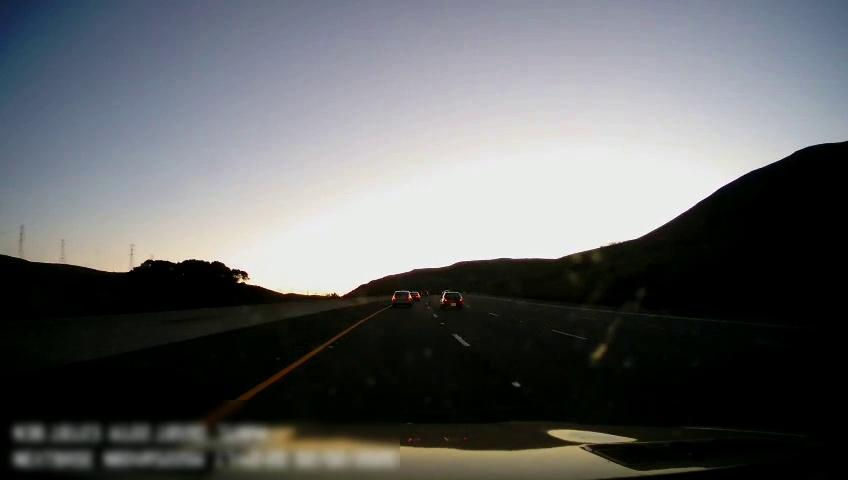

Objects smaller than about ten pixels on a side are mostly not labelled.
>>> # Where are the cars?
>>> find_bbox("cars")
[392,290,412,308]
[409,292,420,301]
[439,292,463,310]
